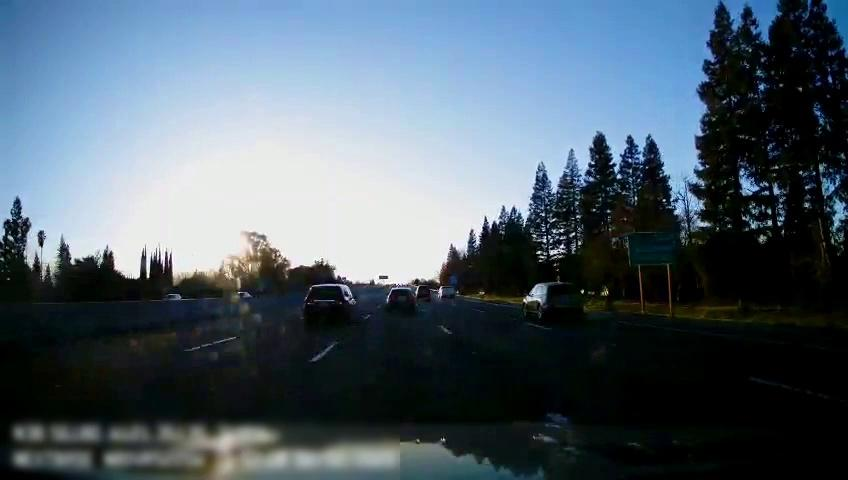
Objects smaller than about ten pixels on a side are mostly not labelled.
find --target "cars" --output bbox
[233,291,253,299]
[161,293,183,301]
[385,286,416,313]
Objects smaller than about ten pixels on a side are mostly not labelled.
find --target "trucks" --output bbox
[437,285,455,300]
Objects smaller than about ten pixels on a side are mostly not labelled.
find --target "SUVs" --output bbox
[302,283,358,325]
[522,281,584,321]
[415,284,431,302]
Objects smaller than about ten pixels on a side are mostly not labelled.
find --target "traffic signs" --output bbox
[626,231,676,266]
[378,275,389,280]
